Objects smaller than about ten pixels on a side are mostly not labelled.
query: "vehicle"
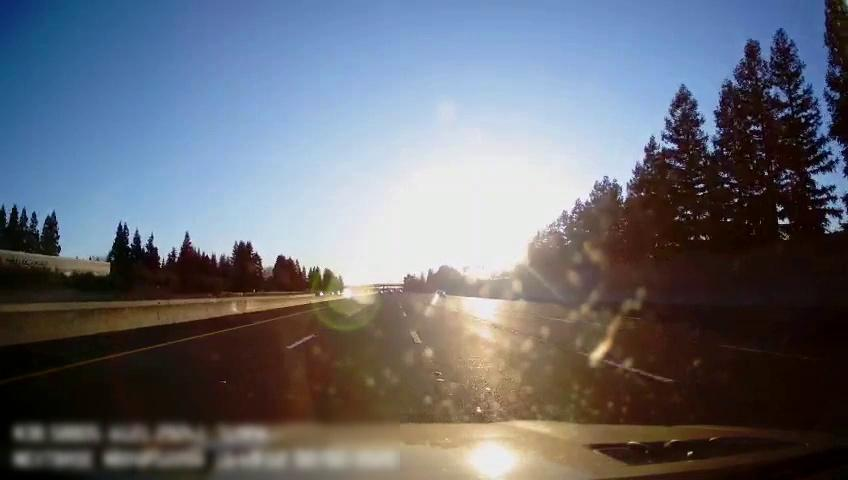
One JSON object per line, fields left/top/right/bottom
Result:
{"left": 433, "top": 289, "right": 446, "bottom": 299}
